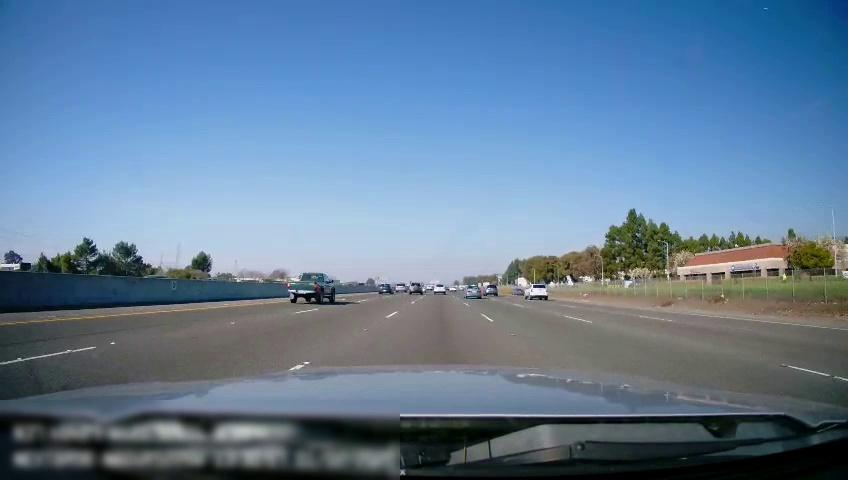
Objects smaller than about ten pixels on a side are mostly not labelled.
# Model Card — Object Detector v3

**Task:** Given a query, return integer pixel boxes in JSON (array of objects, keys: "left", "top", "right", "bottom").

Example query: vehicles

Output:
[
  {"left": 144, "top": 274, "right": 170, "bottom": 280},
  {"left": 395, "top": 282, "right": 408, "bottom": 293},
  {"left": 464, "top": 285, "right": 482, "bottom": 299},
  {"left": 524, "top": 283, "right": 549, "bottom": 301},
  {"left": 433, "top": 283, "right": 446, "bottom": 295},
  {"left": 510, "top": 287, "right": 526, "bottom": 296},
  {"left": 378, "top": 283, "right": 393, "bottom": 294},
  {"left": 287, "top": 272, "right": 337, "bottom": 304},
  {"left": 484, "top": 284, "right": 498, "bottom": 296},
  {"left": 408, "top": 282, "right": 423, "bottom": 295}
]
